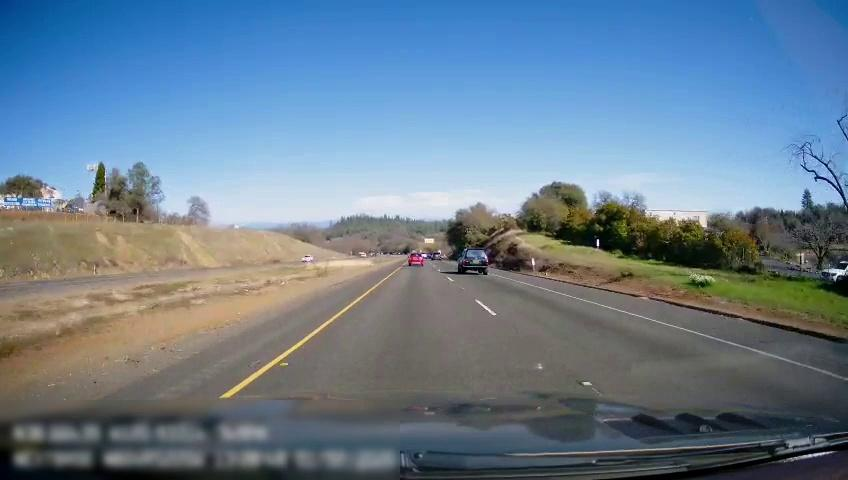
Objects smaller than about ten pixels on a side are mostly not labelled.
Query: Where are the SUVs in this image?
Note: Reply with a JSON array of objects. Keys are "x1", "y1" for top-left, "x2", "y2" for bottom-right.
[
  {"x1": 457, "y1": 248, "x2": 490, "y2": 276},
  {"x1": 407, "y1": 252, "x2": 425, "y2": 267},
  {"x1": 430, "y1": 251, "x2": 442, "y2": 261}
]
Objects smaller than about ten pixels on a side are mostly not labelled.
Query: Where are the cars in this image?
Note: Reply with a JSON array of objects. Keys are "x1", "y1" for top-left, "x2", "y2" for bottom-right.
[{"x1": 300, "y1": 255, "x2": 314, "y2": 264}]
